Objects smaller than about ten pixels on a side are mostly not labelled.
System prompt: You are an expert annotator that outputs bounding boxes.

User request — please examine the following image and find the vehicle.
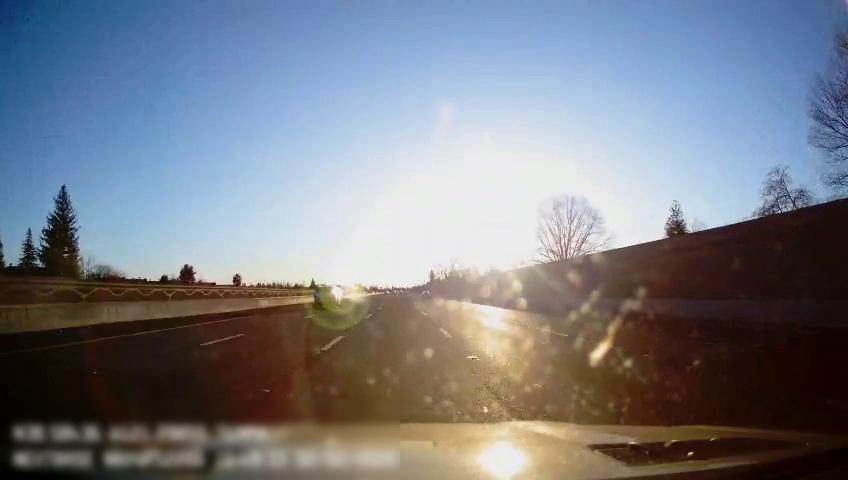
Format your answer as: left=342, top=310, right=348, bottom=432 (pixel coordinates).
left=312, top=286, right=343, bottom=309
